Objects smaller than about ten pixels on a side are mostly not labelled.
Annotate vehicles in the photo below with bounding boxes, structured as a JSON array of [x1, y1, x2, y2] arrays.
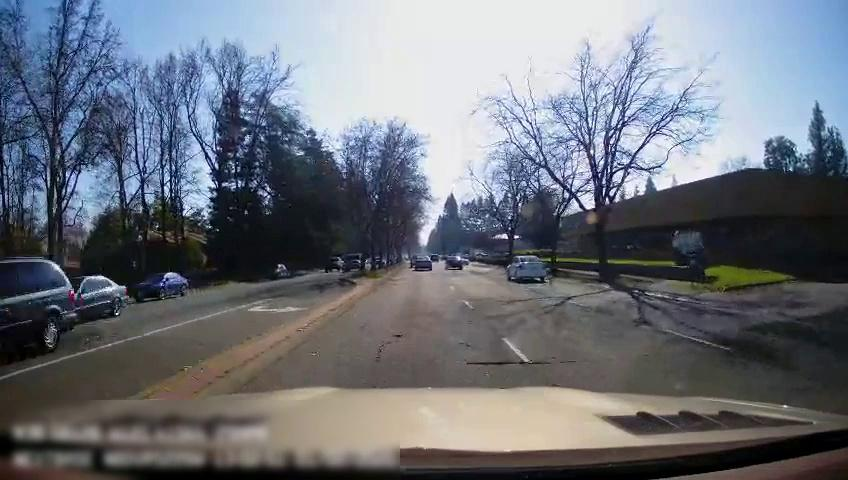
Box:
[[506, 255, 548, 284], [268, 263, 291, 281], [134, 271, 190, 303], [68, 274, 130, 322], [344, 253, 363, 272], [443, 255, 462, 270], [0, 257, 81, 358], [461, 254, 470, 266], [411, 255, 433, 272], [431, 253, 439, 262], [325, 256, 342, 273], [410, 254, 418, 269]]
